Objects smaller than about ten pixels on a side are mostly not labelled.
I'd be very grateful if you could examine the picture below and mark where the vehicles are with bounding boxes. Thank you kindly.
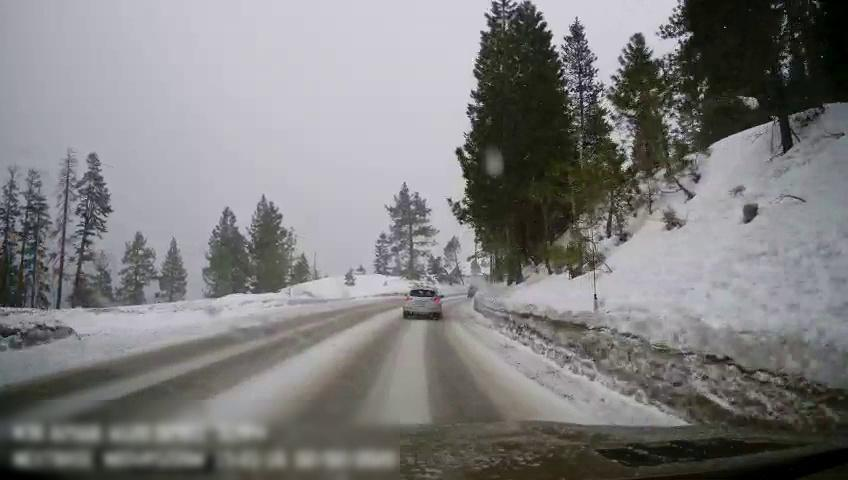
[466,285,481,299]
[402,288,445,320]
